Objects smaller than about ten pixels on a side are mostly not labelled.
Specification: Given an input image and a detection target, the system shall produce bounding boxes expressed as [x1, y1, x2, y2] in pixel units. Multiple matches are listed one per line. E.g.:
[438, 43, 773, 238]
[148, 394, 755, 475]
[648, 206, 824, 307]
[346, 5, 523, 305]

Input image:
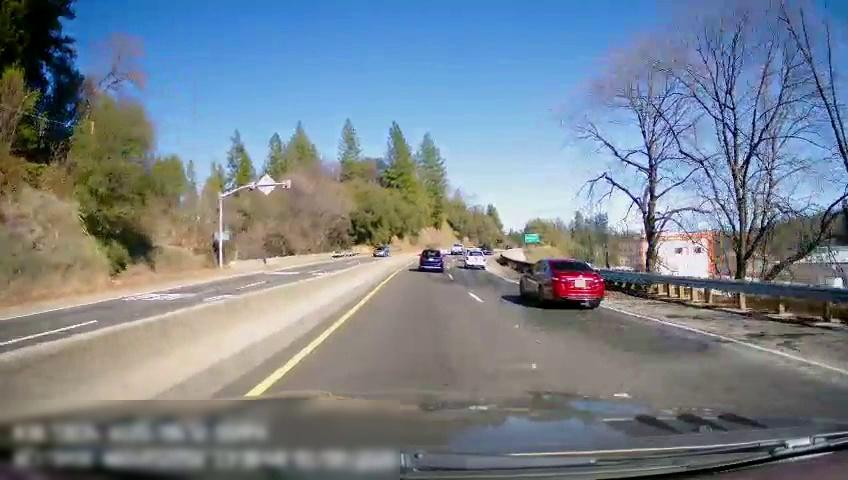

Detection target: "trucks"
[451, 244, 465, 255]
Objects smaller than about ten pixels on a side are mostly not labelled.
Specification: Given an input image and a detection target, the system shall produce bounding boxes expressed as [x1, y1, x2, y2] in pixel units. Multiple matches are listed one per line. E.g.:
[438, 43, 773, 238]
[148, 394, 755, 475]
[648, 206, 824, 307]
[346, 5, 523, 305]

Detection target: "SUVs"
[419, 249, 445, 271]
[462, 250, 487, 269]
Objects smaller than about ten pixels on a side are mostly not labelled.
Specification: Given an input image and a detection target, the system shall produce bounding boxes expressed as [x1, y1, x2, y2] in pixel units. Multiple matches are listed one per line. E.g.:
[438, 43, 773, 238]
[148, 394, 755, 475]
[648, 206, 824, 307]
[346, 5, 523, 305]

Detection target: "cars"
[519, 257, 606, 309]
[373, 247, 390, 258]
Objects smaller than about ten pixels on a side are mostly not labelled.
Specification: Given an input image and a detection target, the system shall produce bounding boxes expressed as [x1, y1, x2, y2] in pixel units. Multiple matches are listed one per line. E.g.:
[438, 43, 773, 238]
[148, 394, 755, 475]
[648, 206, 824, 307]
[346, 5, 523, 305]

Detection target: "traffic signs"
[523, 232, 545, 243]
